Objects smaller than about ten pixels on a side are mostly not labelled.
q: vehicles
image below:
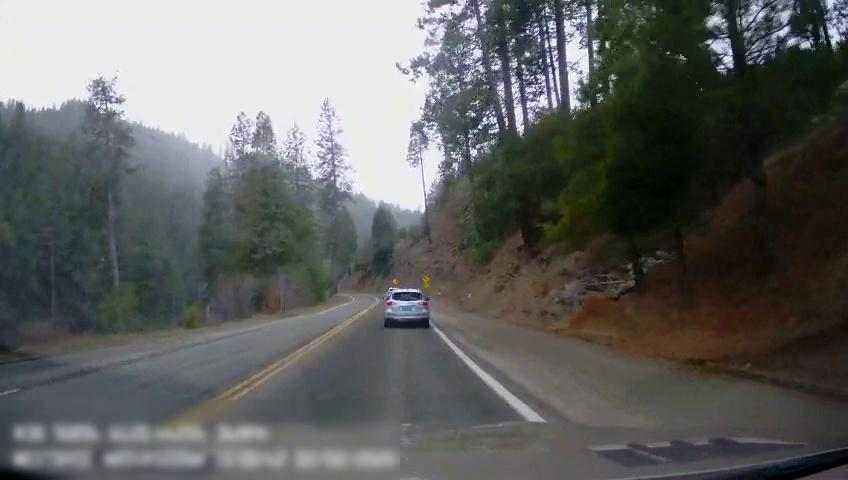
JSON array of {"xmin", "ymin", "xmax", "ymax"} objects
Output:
[
  {"xmin": 384, "ymin": 289, "xmax": 430, "ymax": 328},
  {"xmin": 385, "ymin": 287, "xmax": 401, "ymax": 301}
]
